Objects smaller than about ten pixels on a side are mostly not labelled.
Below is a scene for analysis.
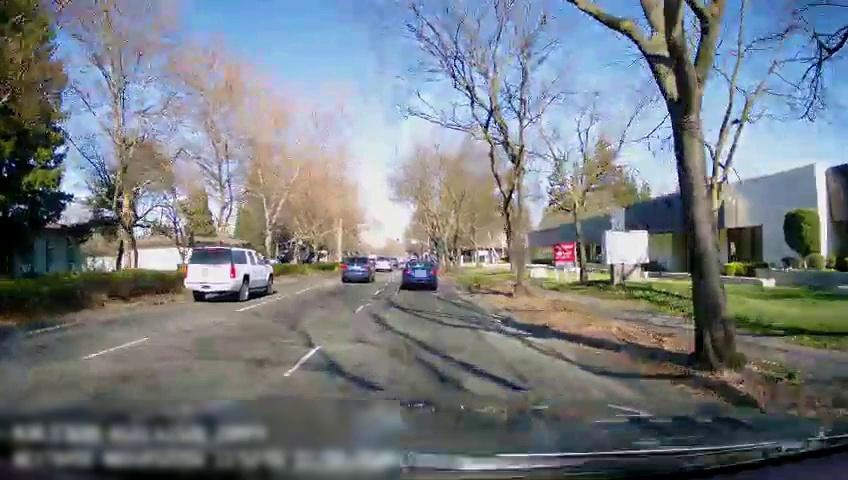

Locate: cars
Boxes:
[400,259,440,290]
[341,256,377,285]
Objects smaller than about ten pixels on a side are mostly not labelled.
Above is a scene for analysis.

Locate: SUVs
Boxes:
[371,255,393,272]
[182,245,275,303]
